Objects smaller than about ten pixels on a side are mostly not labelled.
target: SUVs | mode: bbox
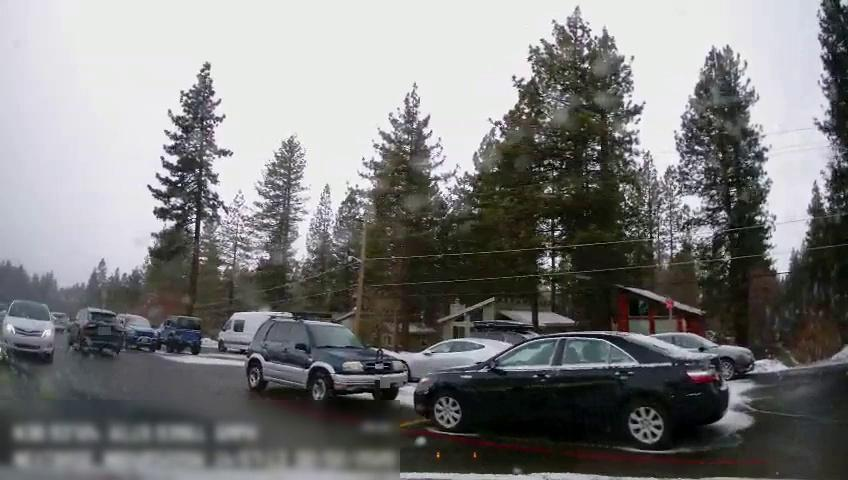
[245,316,410,406]
[119,315,162,351]
[65,308,126,358]
[159,315,202,355]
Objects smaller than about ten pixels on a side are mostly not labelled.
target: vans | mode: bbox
[217,311,294,356]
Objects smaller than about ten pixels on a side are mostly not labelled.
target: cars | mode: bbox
[652,331,756,379]
[0,299,55,362]
[399,337,515,382]
[411,331,730,450]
